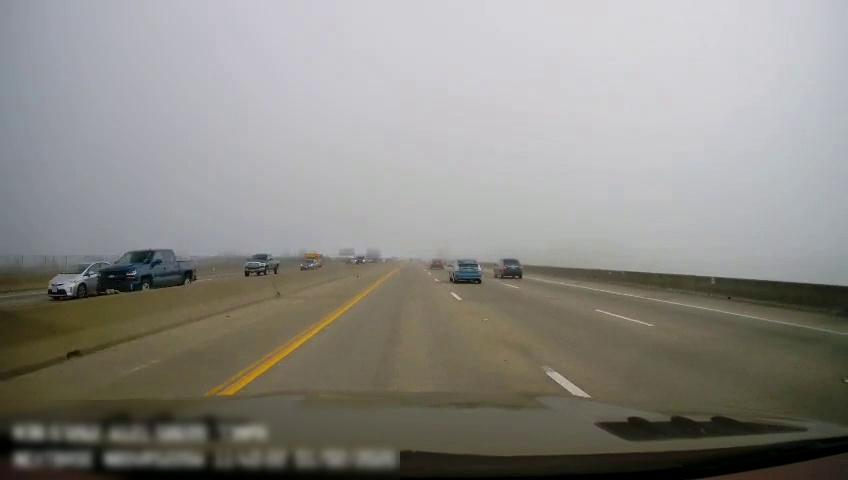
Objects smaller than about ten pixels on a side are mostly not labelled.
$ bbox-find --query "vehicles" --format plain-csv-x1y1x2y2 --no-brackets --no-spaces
493,258,524,280
95,248,198,297
243,253,281,277
46,260,115,300
299,258,319,272
303,253,322,266
428,259,445,270
447,258,483,285
353,256,367,265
